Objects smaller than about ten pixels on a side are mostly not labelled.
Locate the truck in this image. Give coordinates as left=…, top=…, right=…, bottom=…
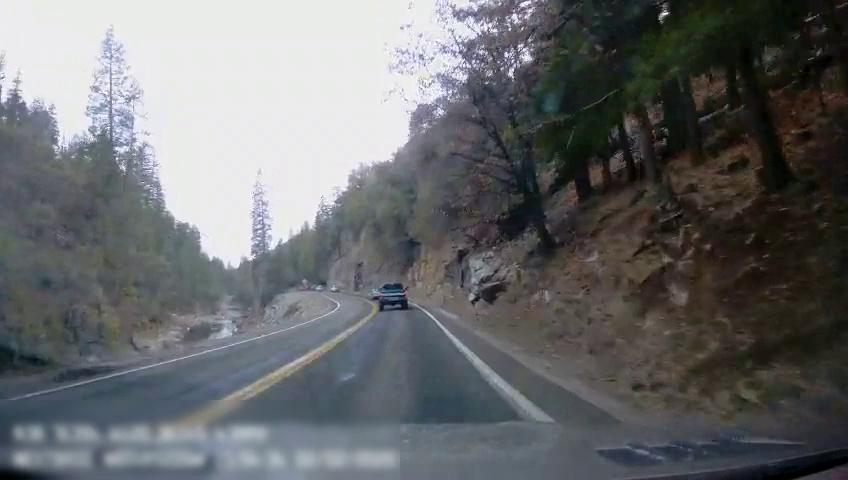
left=378, top=282, right=409, bottom=311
